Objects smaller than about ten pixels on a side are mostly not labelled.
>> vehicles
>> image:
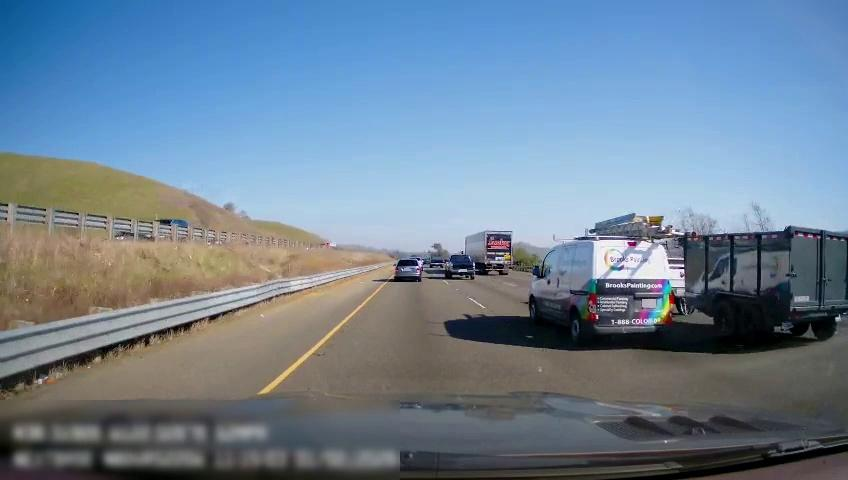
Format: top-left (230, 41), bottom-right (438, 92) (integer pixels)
top-left (143, 218), bottom-right (191, 241)
top-left (393, 258), bottom-right (423, 282)
top-left (444, 254), bottom-right (476, 280)
top-left (527, 211), bottom-right (693, 345)
top-left (112, 228), bottom-right (150, 241)
top-left (429, 255), bottom-right (444, 269)
top-left (410, 256), bottom-right (424, 271)
top-left (460, 230), bottom-right (515, 276)
top-left (677, 223), bottom-right (848, 346)
top-left (663, 256), bottom-right (695, 317)
top-left (319, 241), bottom-right (337, 249)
